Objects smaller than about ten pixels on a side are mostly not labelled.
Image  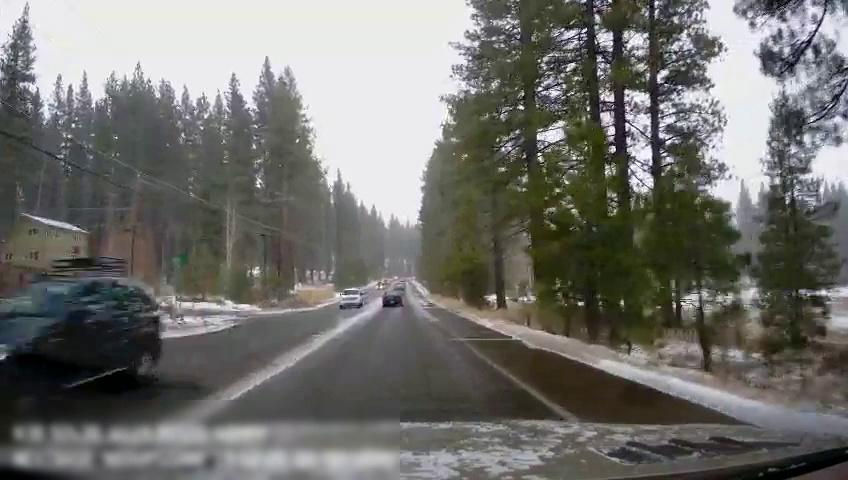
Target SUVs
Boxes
[336,288,363,311]
[0,256,165,431]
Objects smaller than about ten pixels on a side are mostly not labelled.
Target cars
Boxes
[382,295,402,308]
